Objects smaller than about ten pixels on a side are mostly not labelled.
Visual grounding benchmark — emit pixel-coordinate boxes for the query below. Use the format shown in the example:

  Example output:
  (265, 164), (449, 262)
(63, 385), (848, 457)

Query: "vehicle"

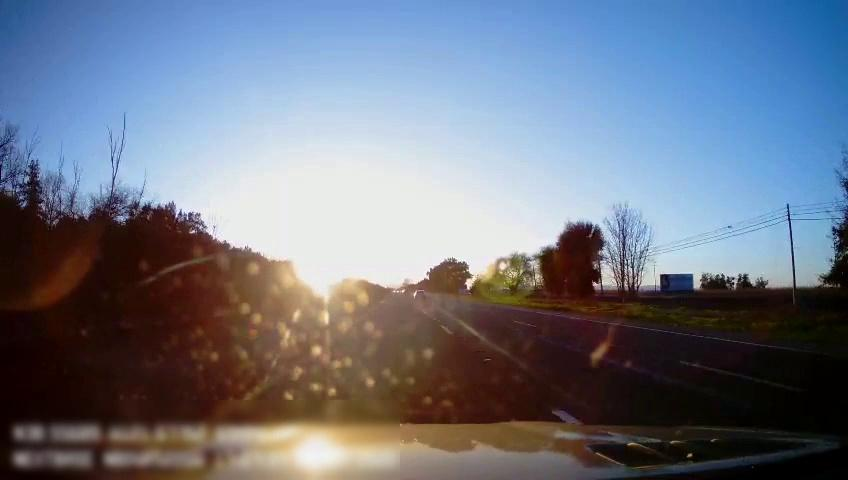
(413, 290), (425, 300)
